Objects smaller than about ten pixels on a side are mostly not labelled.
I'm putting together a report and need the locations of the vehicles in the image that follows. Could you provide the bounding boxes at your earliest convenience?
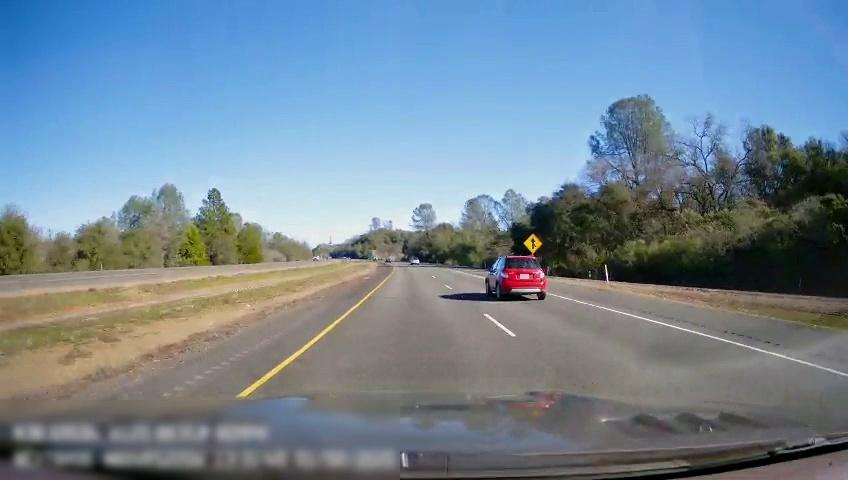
[485,256,547,303]
[410,257,420,265]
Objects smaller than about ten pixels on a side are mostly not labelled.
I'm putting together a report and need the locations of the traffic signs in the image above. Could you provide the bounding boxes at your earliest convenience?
[523,233,543,253]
